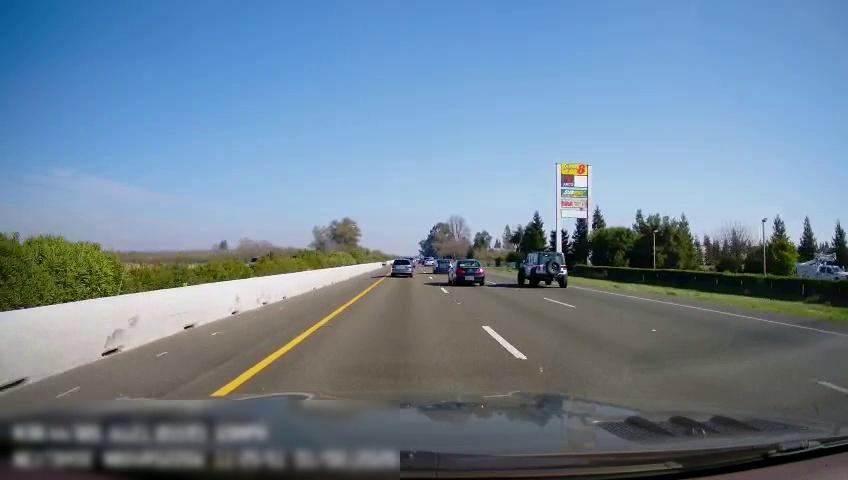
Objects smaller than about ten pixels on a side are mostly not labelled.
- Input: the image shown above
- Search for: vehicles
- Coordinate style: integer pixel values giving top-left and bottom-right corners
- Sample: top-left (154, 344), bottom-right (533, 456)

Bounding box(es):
top-left (517, 251), bottom-right (569, 290)
top-left (446, 259), bottom-right (486, 288)
top-left (432, 258), bottom-right (452, 274)
top-left (423, 258), bottom-right (434, 267)
top-left (389, 257), bottom-right (415, 277)
top-left (246, 257), bottom-right (262, 265)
